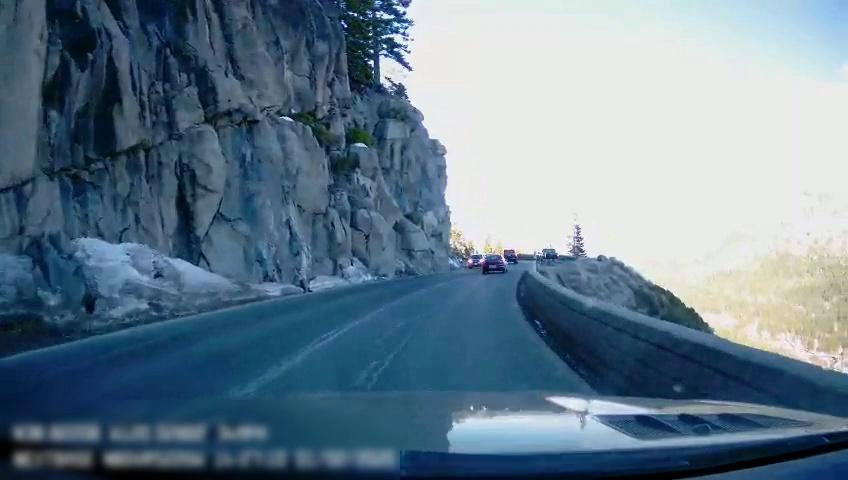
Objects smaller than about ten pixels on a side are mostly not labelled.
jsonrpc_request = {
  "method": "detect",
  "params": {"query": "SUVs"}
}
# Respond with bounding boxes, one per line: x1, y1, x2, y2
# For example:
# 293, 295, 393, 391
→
468, 254, 487, 269
501, 250, 519, 265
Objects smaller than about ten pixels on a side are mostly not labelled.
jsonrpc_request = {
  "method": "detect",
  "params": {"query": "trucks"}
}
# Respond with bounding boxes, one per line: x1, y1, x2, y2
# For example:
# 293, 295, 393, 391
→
537, 248, 556, 261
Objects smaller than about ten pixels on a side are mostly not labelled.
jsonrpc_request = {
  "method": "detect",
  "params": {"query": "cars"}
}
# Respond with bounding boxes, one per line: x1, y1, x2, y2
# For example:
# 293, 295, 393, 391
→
481, 255, 507, 274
